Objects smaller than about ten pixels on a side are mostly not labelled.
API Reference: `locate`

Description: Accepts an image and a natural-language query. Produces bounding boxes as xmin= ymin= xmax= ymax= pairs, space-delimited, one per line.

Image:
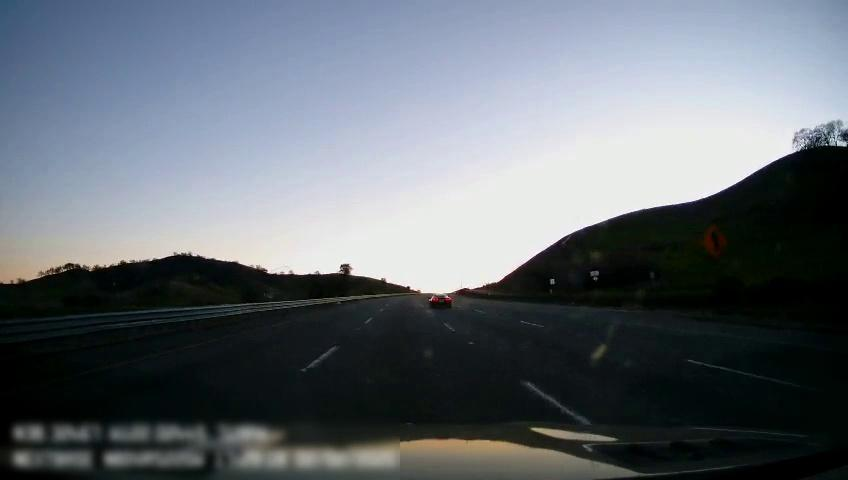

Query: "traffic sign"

xmin=701 ymin=221 xmax=729 ymax=259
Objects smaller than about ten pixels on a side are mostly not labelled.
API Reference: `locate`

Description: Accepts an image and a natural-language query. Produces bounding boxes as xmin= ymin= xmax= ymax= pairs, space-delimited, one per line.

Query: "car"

xmin=428 ymin=293 xmax=451 ymax=309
